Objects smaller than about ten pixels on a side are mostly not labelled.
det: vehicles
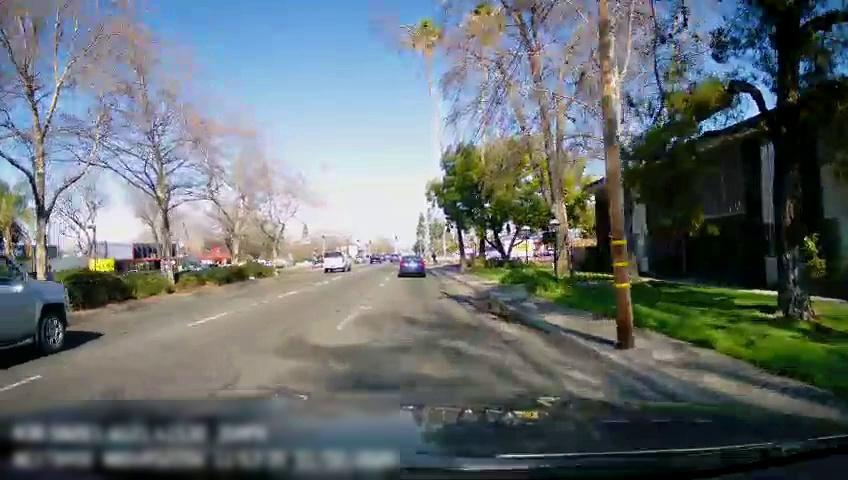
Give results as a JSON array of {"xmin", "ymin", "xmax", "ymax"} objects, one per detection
[
  {"xmin": 398, "ymin": 254, "xmax": 426, "ymax": 277},
  {"xmin": 0, "ymin": 252, "xmax": 73, "ymax": 356},
  {"xmin": 370, "ymin": 255, "xmax": 382, "ymax": 264},
  {"xmin": 322, "ymin": 246, "xmax": 354, "ymax": 272}
]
